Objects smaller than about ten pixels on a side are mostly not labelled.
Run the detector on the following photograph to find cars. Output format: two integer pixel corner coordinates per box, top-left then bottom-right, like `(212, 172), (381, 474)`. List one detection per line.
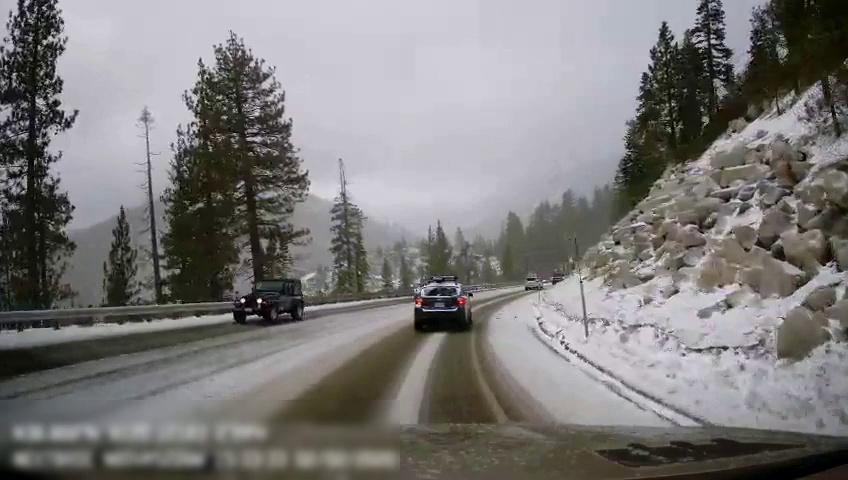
(413, 275), (474, 332)
(524, 277), (541, 291)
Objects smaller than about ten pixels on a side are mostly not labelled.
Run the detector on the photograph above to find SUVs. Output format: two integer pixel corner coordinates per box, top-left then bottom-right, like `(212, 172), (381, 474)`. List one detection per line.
(232, 277), (306, 326)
